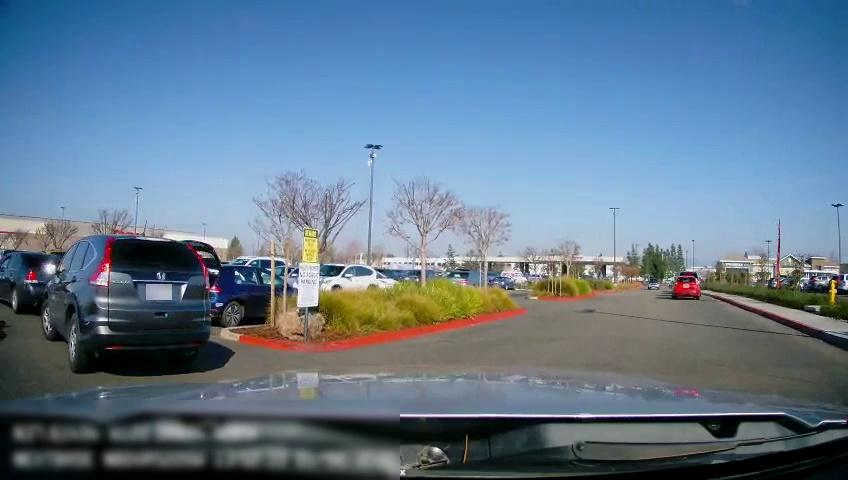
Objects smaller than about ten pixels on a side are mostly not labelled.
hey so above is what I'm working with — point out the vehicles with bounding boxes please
[0,248,60,315]
[647,278,661,291]
[274,265,300,288]
[672,275,702,300]
[445,267,485,288]
[376,270,400,289]
[183,239,296,329]
[374,268,405,281]
[231,256,290,267]
[291,263,380,291]
[39,233,213,375]
[403,269,439,282]
[680,271,699,278]
[488,275,516,290]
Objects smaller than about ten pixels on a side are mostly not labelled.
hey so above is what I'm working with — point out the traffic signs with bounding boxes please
[302,228,318,264]
[297,262,320,308]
